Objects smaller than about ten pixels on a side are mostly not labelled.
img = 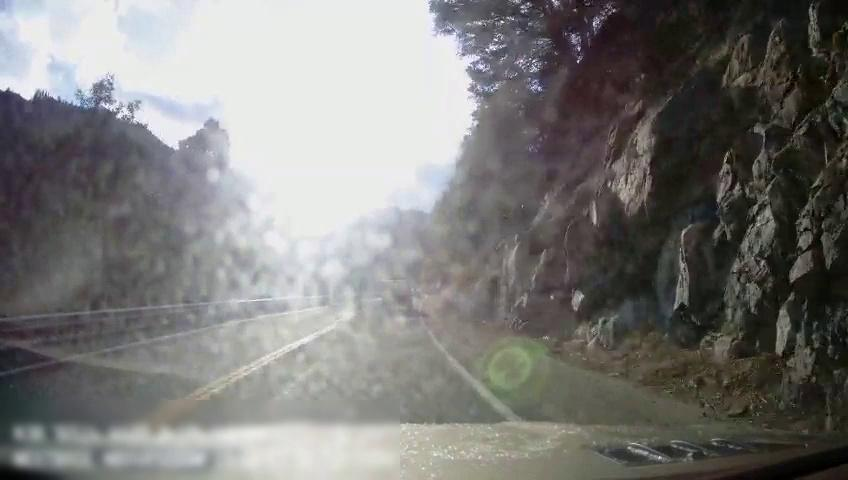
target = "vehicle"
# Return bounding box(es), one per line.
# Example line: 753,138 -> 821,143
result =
381,279 -> 413,311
